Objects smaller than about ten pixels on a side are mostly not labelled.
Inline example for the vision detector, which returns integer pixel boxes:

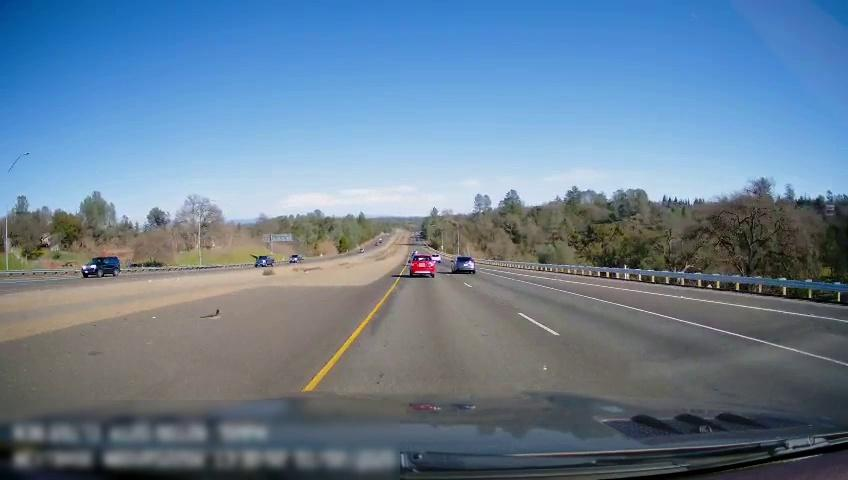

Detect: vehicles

[287,254,303,264]
[430,254,441,264]
[450,256,475,273]
[407,255,436,277]
[254,255,276,268]
[80,256,122,278]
